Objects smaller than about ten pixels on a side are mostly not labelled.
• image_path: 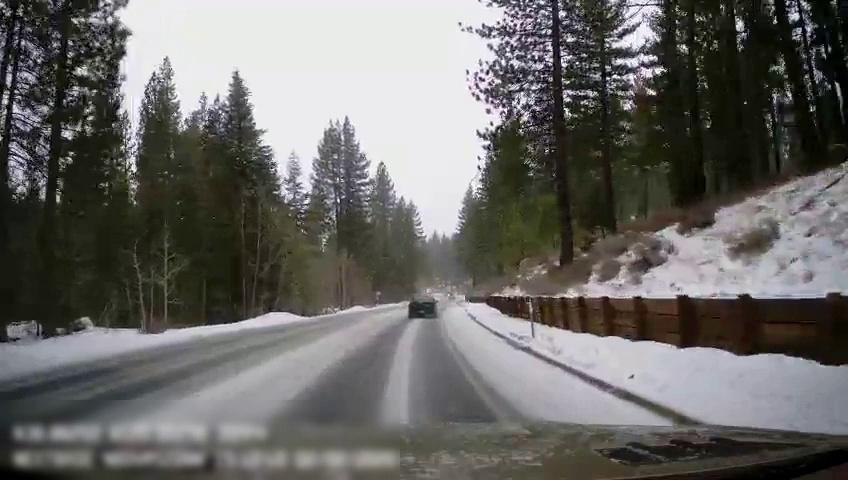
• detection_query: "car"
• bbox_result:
[408,295,439,319]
